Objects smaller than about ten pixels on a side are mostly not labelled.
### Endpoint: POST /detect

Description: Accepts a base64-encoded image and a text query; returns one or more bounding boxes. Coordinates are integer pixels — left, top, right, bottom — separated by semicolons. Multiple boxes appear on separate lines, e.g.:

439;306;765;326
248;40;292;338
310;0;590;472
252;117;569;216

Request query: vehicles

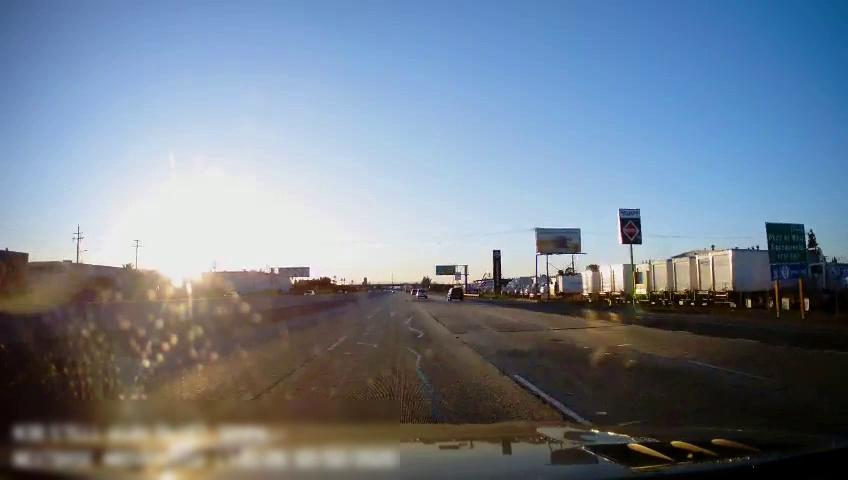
304;290;315;296
223;292;239;297
447;288;464;302
416;289;428;299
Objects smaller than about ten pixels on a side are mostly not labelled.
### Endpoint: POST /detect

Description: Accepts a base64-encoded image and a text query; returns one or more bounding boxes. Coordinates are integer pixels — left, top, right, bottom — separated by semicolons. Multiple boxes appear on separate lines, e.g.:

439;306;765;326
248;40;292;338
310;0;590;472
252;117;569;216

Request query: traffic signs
766;221;808;263
435;265;456;275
